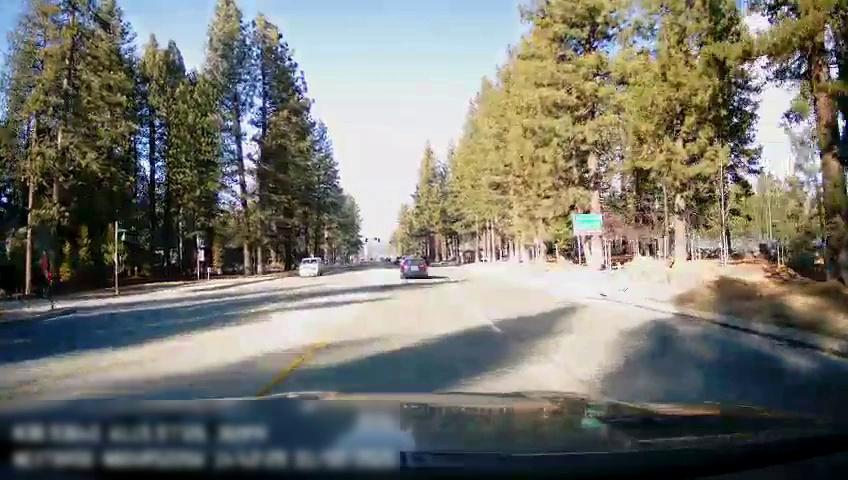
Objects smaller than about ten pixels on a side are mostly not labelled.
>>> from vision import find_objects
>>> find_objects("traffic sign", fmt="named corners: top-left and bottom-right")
top-left (573, 209), bottom-right (604, 237)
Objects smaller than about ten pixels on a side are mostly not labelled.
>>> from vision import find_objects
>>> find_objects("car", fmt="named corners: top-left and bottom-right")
top-left (399, 256), bottom-right (428, 280)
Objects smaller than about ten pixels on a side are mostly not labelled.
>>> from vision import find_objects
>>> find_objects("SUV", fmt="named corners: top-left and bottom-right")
top-left (298, 258), bottom-right (322, 276)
